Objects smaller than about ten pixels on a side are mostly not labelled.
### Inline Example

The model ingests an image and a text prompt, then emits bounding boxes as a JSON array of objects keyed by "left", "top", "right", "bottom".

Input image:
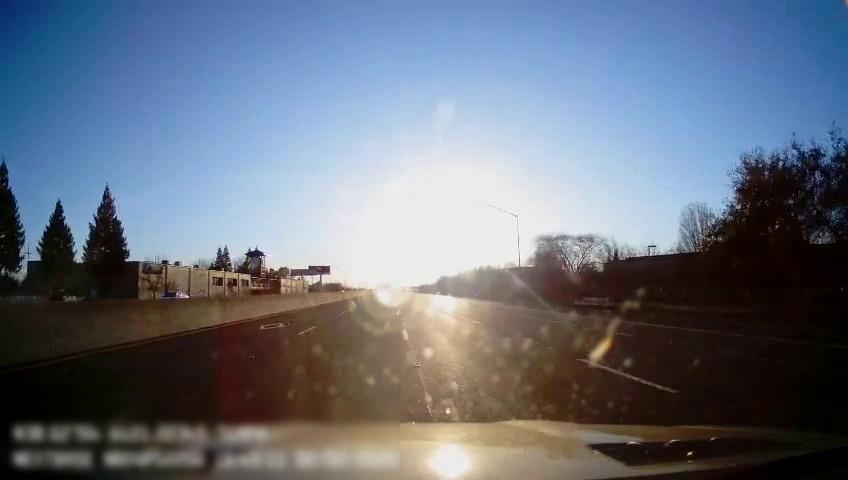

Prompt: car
[{"left": 159, "top": 291, "right": 189, "bottom": 302}]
